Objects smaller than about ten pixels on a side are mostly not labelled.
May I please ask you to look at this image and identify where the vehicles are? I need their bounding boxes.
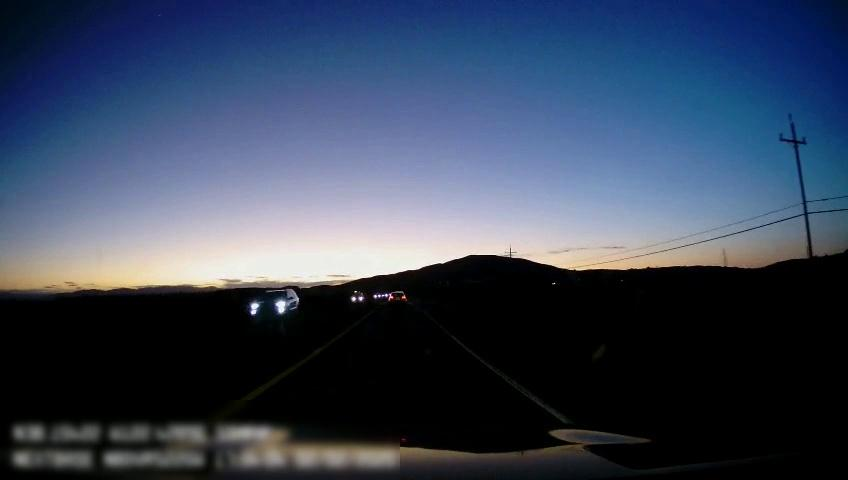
[350,292,365,304]
[388,291,407,306]
[248,288,300,318]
